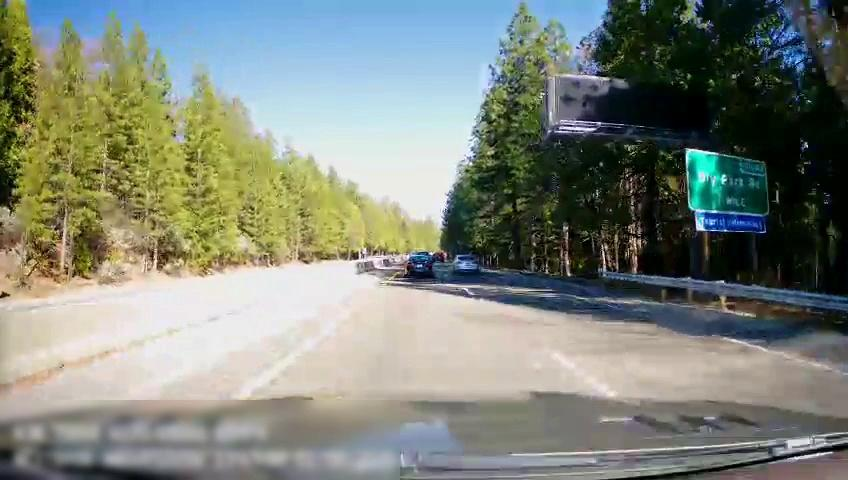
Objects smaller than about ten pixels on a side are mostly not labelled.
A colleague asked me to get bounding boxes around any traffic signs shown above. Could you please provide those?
[695,211,769,233]
[686,147,770,211]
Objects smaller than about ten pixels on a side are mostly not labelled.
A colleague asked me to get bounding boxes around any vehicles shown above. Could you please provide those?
[405,253,432,277]
[450,254,480,275]
[431,251,445,263]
